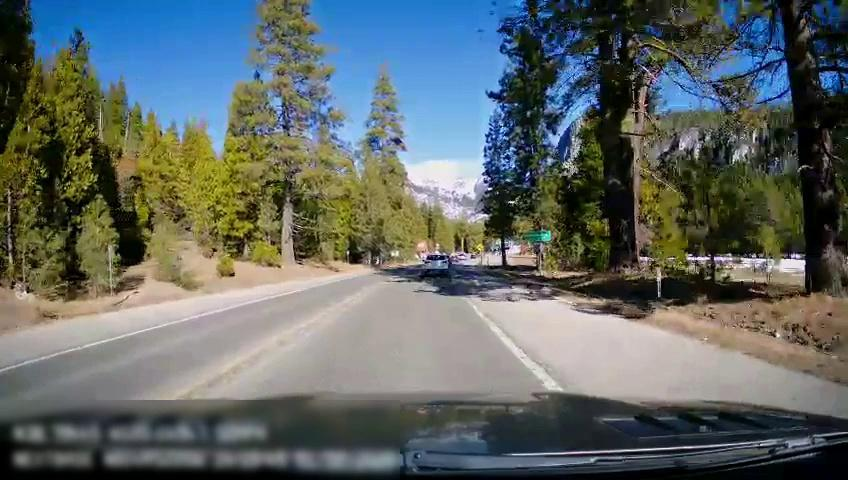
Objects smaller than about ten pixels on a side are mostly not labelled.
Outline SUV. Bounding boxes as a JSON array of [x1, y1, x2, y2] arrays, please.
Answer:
[[423, 254, 451, 276]]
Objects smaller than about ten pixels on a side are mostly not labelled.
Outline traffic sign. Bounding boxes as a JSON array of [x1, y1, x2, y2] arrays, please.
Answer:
[[527, 228, 553, 242]]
